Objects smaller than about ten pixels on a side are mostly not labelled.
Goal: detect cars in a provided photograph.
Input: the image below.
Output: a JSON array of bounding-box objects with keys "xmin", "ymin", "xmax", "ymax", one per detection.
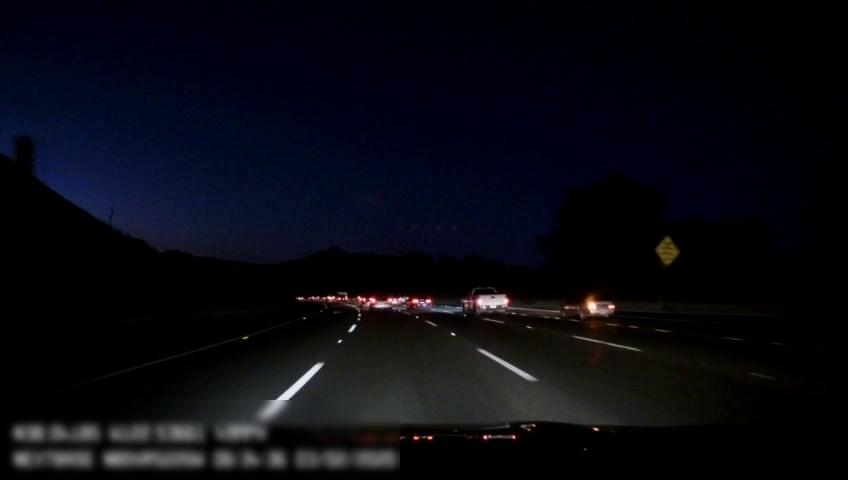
[
  {"xmin": 560, "ymin": 291, "xmax": 615, "ymax": 320},
  {"xmin": 406, "ymin": 294, "xmax": 433, "ymax": 314}
]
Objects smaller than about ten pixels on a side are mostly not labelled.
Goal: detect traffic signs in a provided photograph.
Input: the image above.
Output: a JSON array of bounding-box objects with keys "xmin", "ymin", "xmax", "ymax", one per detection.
[{"xmin": 654, "ymin": 236, "xmax": 680, "ymax": 267}]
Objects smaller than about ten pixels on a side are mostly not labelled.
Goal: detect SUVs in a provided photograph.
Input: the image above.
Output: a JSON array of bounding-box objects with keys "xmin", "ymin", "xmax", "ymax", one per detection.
[{"xmin": 369, "ymin": 293, "xmax": 393, "ymax": 312}]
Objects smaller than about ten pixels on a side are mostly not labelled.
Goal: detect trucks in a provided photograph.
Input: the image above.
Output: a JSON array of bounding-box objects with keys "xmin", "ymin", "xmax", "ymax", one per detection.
[{"xmin": 461, "ymin": 285, "xmax": 509, "ymax": 319}]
